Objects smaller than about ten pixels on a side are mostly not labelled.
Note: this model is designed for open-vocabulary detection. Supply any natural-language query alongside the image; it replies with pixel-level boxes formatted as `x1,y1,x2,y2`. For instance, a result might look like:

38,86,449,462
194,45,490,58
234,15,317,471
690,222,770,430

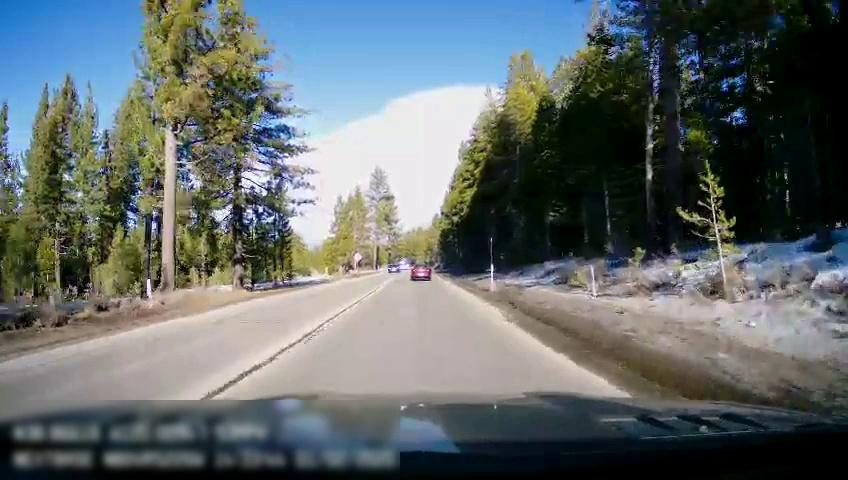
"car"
409,261,432,282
